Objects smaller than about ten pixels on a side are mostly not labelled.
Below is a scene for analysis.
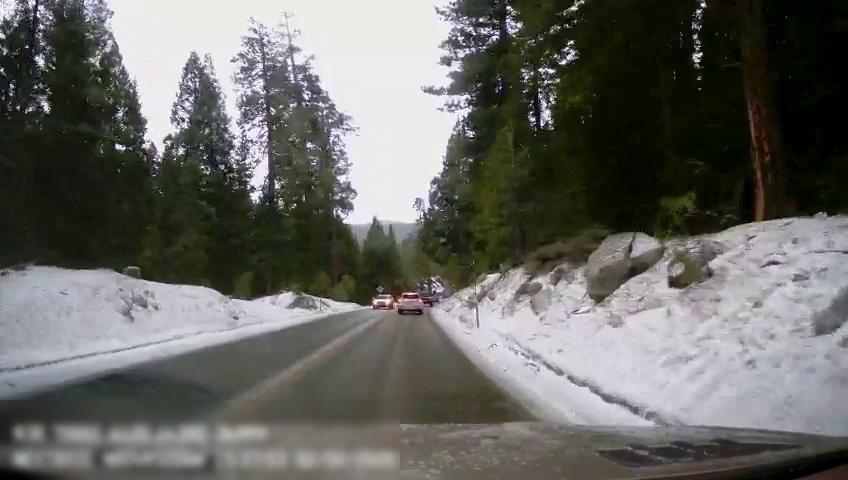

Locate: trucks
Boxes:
[412,289,433,308]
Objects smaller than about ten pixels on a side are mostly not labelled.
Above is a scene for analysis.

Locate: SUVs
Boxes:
[397,292,424,315]
[372,294,394,310]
